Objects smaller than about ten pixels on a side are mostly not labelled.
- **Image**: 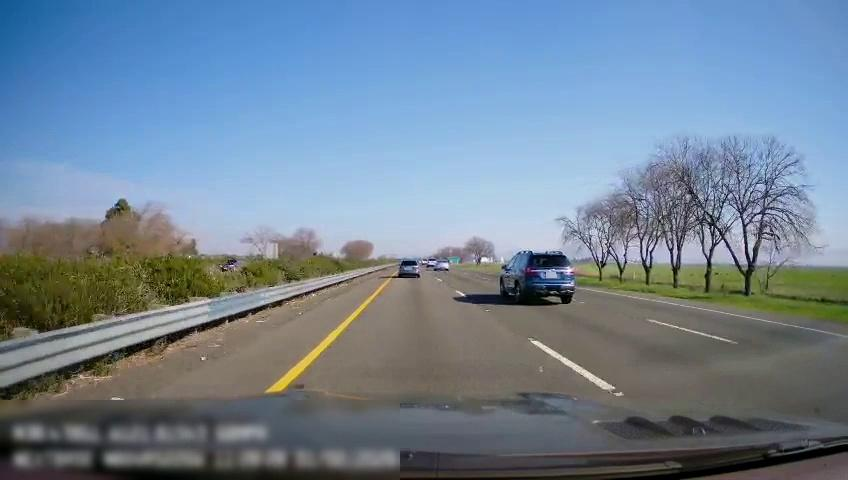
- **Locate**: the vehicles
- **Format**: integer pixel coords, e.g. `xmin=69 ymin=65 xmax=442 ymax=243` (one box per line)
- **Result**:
xmin=500 ymin=252 xmax=575 ymax=306
xmin=398 ymin=259 xmax=421 ymax=279
xmin=425 ymin=258 xmax=437 ymax=268
xmin=433 ymin=259 xmax=449 ymax=271
xmin=219 ymin=259 xmax=243 ymax=272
